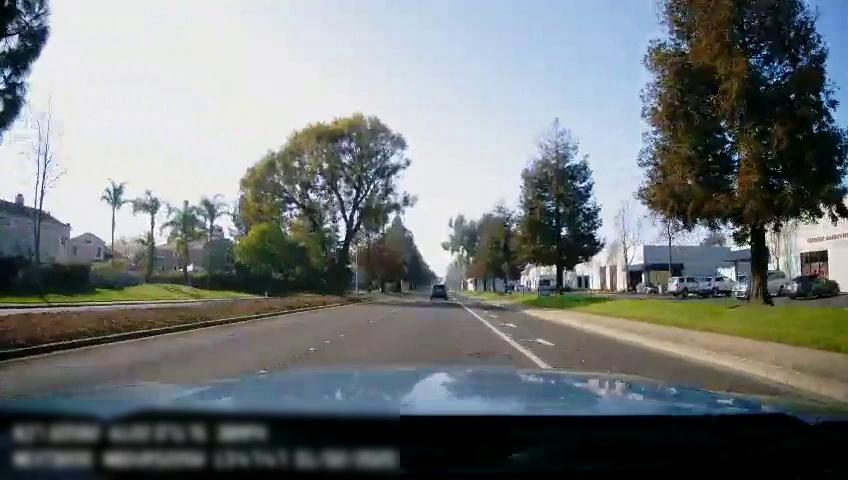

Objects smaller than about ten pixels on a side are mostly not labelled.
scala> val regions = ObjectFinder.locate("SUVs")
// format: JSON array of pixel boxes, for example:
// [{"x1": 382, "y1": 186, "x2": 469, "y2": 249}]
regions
[
  {"x1": 693, "y1": 276, "x2": 738, "y2": 298},
  {"x1": 431, "y1": 283, "x2": 449, "y2": 299},
  {"x1": 667, "y1": 275, "x2": 703, "y2": 296}
]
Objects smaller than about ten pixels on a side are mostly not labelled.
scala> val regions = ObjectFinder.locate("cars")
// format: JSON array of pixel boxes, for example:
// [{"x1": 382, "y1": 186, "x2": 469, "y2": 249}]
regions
[
  {"x1": 786, "y1": 276, "x2": 834, "y2": 301},
  {"x1": 733, "y1": 272, "x2": 794, "y2": 299},
  {"x1": 635, "y1": 281, "x2": 658, "y2": 296}
]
